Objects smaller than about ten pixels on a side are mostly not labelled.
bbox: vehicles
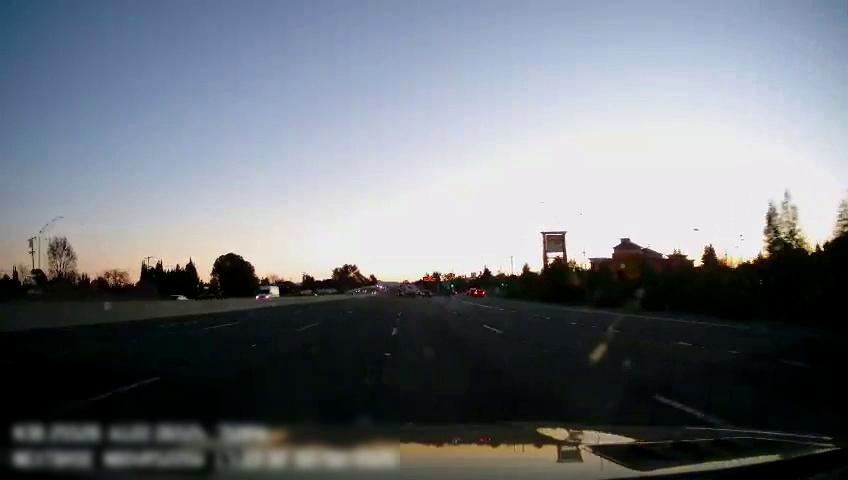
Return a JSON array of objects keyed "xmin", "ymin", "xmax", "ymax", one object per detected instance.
[
  {"xmin": 256, "ymin": 286, "xmax": 280, "ymax": 300},
  {"xmin": 474, "ymin": 289, "xmax": 485, "ymax": 297},
  {"xmin": 163, "ymin": 295, "xmax": 189, "ymax": 301},
  {"xmin": 405, "ymin": 285, "xmax": 416, "ymax": 297}
]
